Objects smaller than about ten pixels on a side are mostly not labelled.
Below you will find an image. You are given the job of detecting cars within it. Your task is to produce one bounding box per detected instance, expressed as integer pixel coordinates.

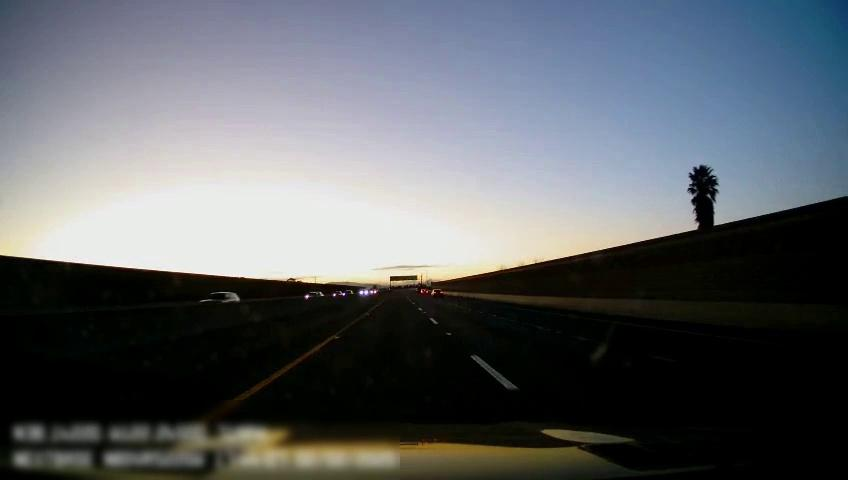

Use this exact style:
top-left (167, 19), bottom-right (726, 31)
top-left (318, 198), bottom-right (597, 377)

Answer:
top-left (199, 291), bottom-right (241, 303)
top-left (332, 290), bottom-right (346, 297)
top-left (304, 291), bottom-right (325, 299)
top-left (430, 289), bottom-right (443, 298)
